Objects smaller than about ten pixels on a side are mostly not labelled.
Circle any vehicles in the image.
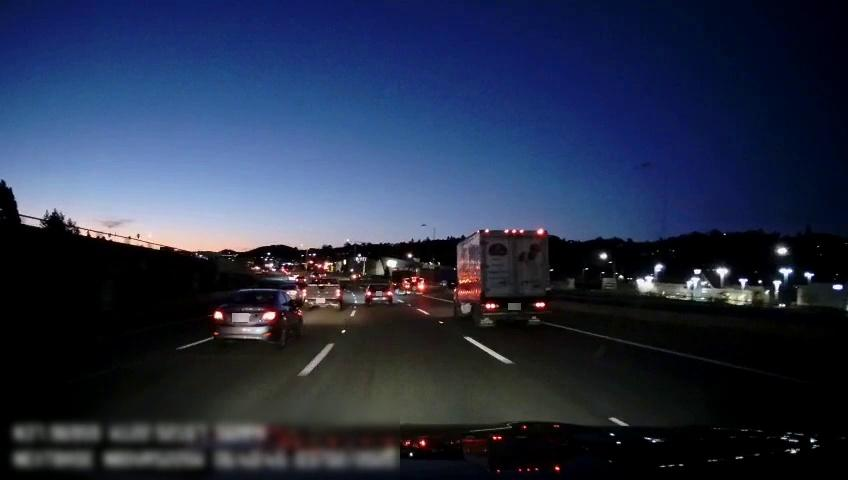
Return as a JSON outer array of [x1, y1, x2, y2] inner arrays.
[[453, 229, 552, 329], [295, 276, 307, 285], [440, 279, 456, 288], [388, 270, 425, 296], [303, 277, 347, 311], [365, 283, 393, 306], [213, 288, 303, 348], [277, 284, 302, 302]]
